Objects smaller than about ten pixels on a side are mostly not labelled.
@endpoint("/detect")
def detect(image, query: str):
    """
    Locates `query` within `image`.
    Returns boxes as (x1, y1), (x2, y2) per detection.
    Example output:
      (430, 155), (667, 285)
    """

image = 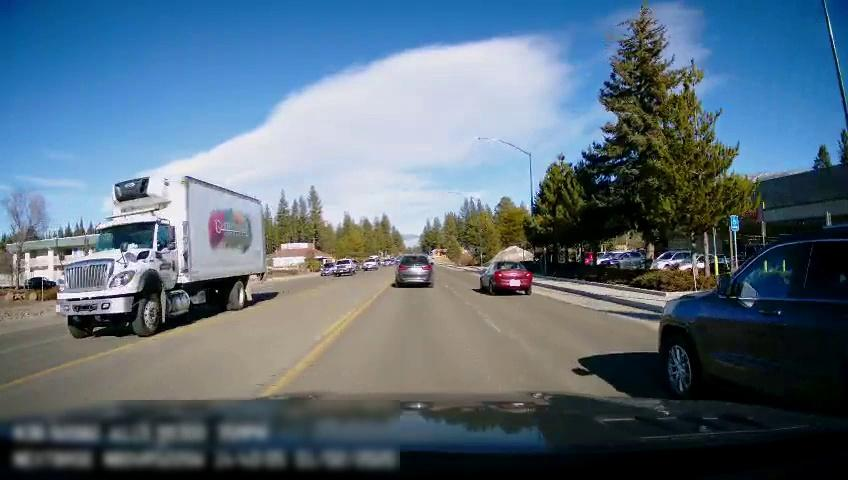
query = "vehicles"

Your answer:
(602, 251), (653, 272)
(23, 276), (54, 289)
(334, 258), (354, 277)
(655, 229), (848, 415)
(362, 257), (381, 270)
(678, 253), (726, 271)
(320, 262), (335, 277)
(479, 261), (534, 297)
(648, 249), (696, 271)
(57, 174), (269, 339)
(394, 254), (434, 289)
